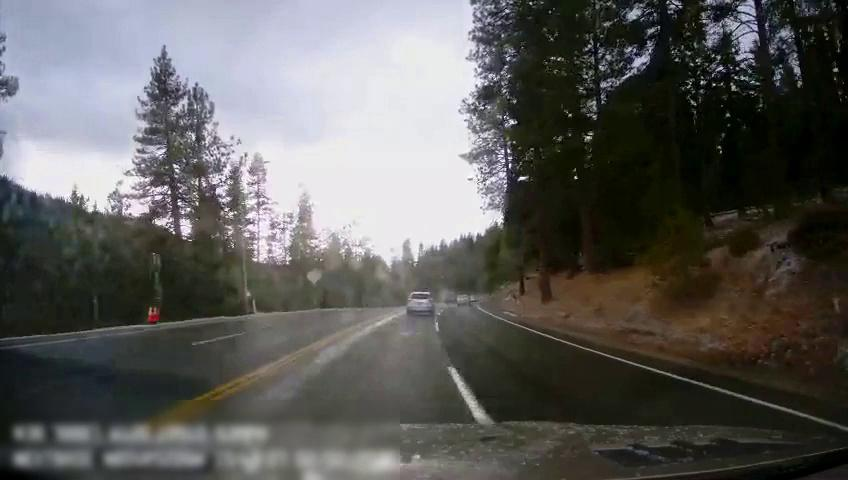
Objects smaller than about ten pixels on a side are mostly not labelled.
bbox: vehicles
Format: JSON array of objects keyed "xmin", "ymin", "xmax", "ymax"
[
  {"xmin": 407, "ymin": 291, "xmax": 434, "ymax": 315},
  {"xmin": 458, "ymin": 294, "xmax": 470, "ymax": 305}
]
